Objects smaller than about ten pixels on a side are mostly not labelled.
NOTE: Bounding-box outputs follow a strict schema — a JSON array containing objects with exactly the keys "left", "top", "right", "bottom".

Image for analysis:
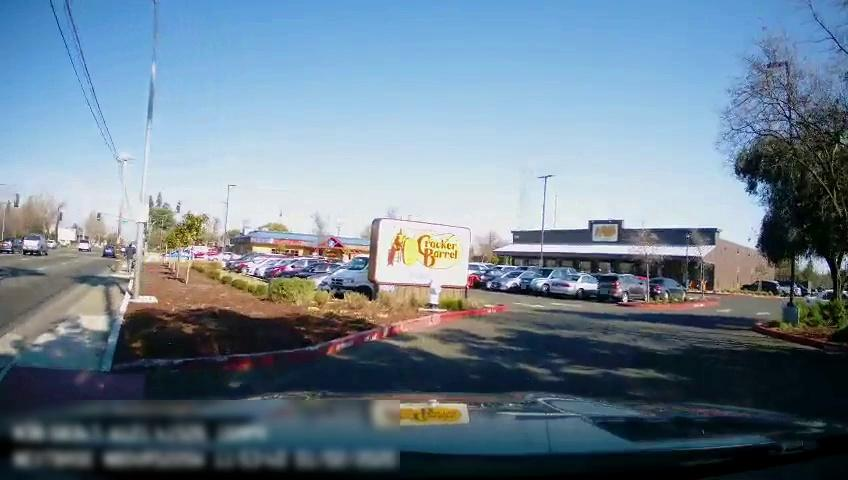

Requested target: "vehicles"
[
  {"left": 762, "top": 280, "right": 802, "bottom": 296},
  {"left": 598, "top": 274, "right": 650, "bottom": 302},
  {"left": 742, "top": 280, "right": 780, "bottom": 296},
  {"left": 778, "top": 280, "right": 810, "bottom": 296},
  {"left": 467, "top": 268, "right": 511, "bottom": 290},
  {"left": 78, "top": 240, "right": 89, "bottom": 251},
  {"left": 550, "top": 272, "right": 602, "bottom": 299},
  {"left": 807, "top": 289, "right": 848, "bottom": 304},
  {"left": 467, "top": 262, "right": 490, "bottom": 277},
  {"left": 517, "top": 266, "right": 577, "bottom": 295},
  {"left": 486, "top": 268, "right": 531, "bottom": 292},
  {"left": 22, "top": 232, "right": 52, "bottom": 257},
  {"left": 103, "top": 247, "right": 115, "bottom": 257},
  {"left": 644, "top": 277, "right": 688, "bottom": 299}
]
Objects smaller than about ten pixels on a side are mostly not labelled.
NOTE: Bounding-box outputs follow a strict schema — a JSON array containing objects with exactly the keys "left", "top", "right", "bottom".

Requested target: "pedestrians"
[{"left": 127, "top": 245, "right": 134, "bottom": 272}]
